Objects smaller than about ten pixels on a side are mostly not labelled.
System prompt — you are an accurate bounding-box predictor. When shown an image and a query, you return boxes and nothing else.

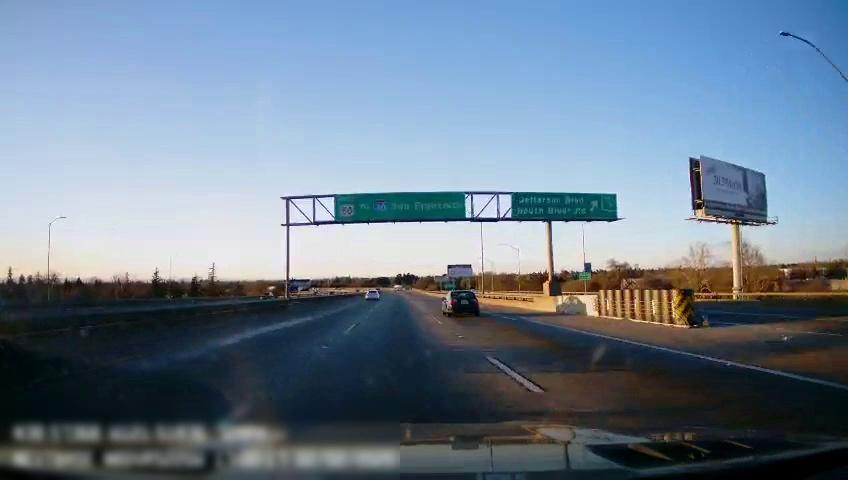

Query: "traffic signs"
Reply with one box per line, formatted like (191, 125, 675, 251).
(511, 191, 618, 219)
(334, 193, 466, 221)
(579, 271, 592, 281)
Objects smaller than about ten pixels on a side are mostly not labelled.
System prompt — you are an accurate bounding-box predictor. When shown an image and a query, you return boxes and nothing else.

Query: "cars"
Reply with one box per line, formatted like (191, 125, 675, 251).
(441, 290, 479, 318)
(365, 289, 380, 301)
